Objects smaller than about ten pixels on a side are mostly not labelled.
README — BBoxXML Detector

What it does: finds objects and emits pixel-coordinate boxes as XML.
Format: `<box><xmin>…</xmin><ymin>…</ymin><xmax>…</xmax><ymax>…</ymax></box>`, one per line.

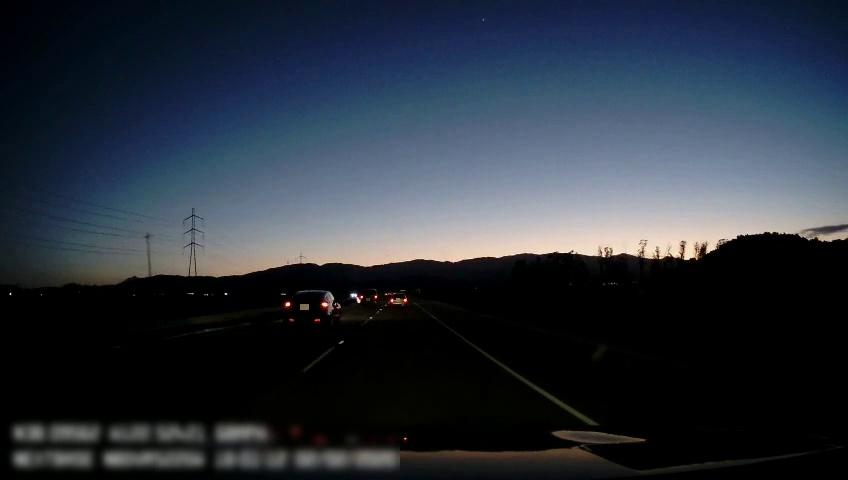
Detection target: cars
<box><xmin>281</xmin><ymin>290</ymin><xmax>342</xmax><ymax>331</ymax></box>
<box><xmin>357</xmin><ymin>288</ymin><xmax>377</xmax><ymax>304</ymax></box>
<box><xmin>389</xmin><ymin>291</ymin><xmax>408</xmax><ymax>306</ymax></box>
